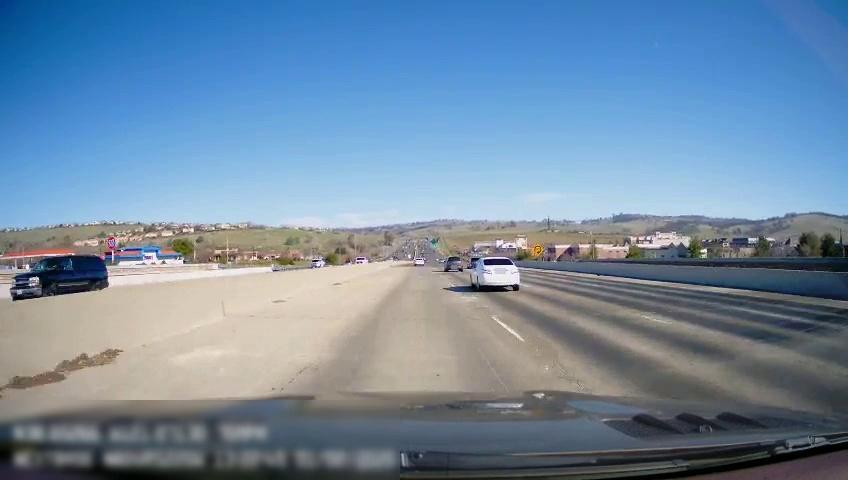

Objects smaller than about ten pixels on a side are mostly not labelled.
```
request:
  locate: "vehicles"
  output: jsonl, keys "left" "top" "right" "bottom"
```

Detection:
{"left": 466, "top": 257, "right": 480, "bottom": 269}
{"left": 310, "top": 258, "right": 326, "bottom": 268}
{"left": 354, "top": 256, "right": 369, "bottom": 264}
{"left": 9, "top": 254, "right": 109, "bottom": 301}
{"left": 470, "top": 257, "right": 520, "bottom": 292}
{"left": 444, "top": 255, "right": 464, "bottom": 273}
{"left": 414, "top": 256, "right": 425, "bottom": 265}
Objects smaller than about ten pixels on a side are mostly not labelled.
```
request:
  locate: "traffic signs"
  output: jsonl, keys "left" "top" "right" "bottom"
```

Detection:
{"left": 533, "top": 243, "right": 545, "bottom": 257}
